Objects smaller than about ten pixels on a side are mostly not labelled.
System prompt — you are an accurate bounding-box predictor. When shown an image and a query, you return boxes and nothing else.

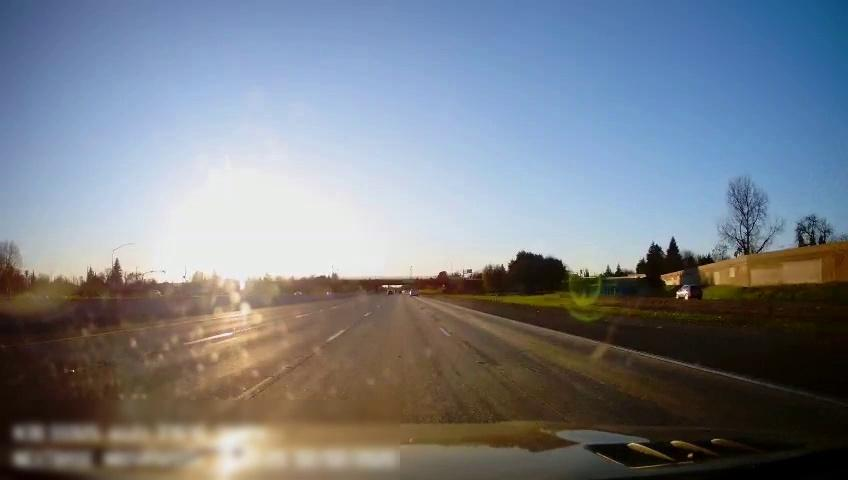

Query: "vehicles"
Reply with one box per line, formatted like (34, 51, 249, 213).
(409, 287, 420, 297)
(675, 285, 705, 301)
